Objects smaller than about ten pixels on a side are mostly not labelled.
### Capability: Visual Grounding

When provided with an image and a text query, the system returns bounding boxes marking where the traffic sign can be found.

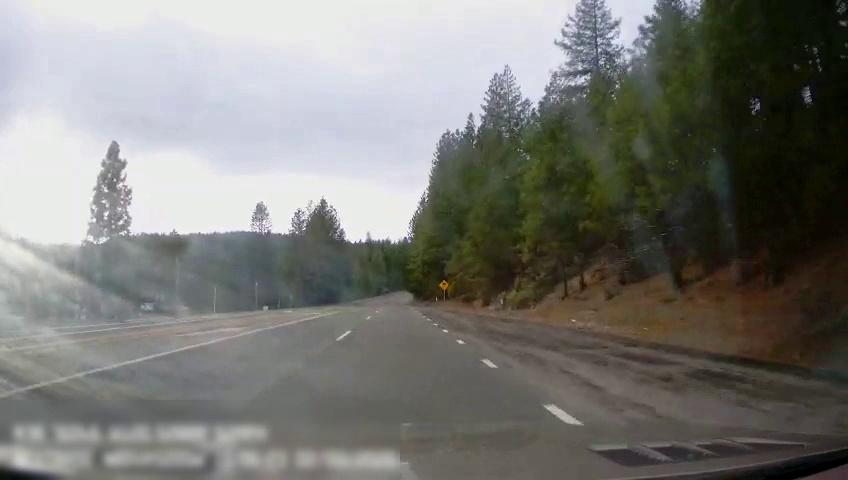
[438,279,450,291]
